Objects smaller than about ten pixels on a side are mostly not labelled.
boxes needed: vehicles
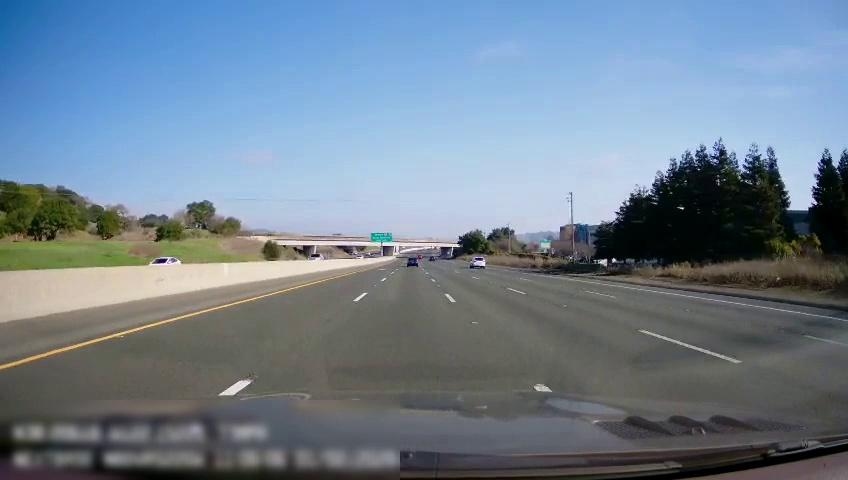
[307,253,325,261]
[470,256,486,269]
[148,256,181,267]
[406,257,418,267]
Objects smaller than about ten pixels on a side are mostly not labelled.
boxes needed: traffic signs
[369,232,393,244]
[538,240,551,249]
